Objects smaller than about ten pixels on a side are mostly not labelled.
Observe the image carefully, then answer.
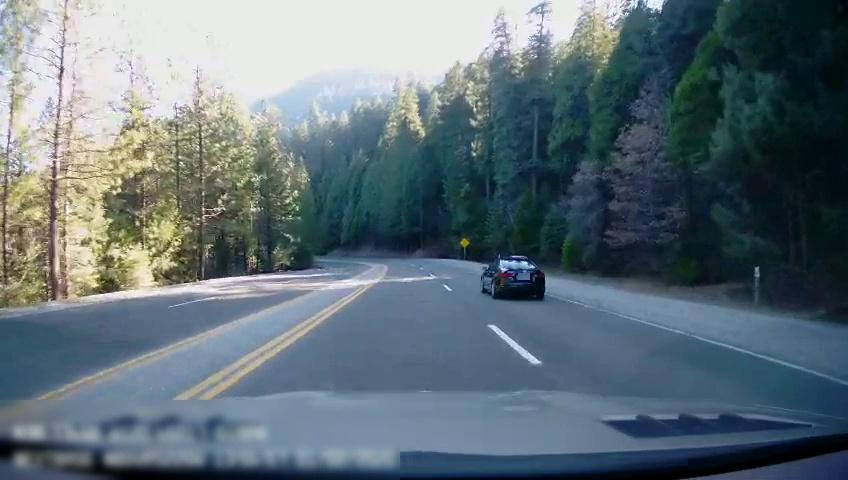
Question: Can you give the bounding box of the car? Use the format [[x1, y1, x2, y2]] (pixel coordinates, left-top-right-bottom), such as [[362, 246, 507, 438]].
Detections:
[[480, 255, 546, 300]]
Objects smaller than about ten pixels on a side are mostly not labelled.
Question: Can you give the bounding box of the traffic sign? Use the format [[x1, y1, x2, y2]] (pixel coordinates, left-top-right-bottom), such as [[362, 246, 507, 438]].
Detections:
[[459, 237, 471, 247]]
